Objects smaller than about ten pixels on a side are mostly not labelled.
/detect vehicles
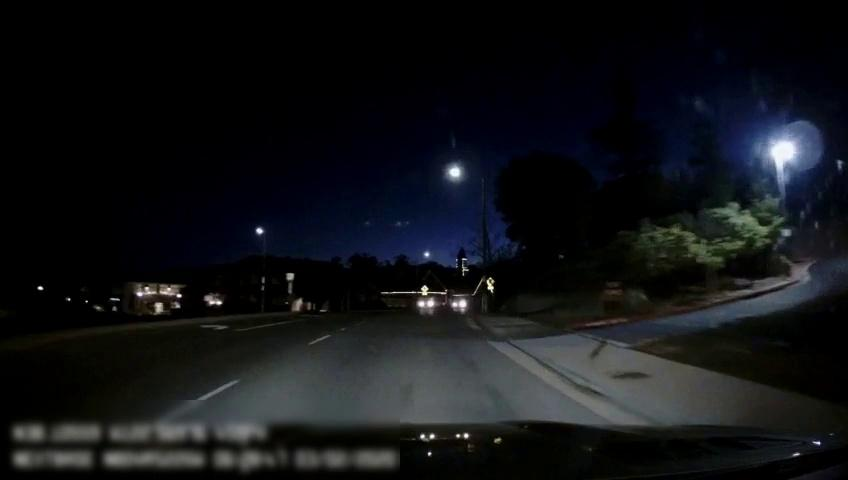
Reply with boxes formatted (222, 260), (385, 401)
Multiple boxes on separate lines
(417, 297), (435, 310)
(452, 298), (468, 311)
